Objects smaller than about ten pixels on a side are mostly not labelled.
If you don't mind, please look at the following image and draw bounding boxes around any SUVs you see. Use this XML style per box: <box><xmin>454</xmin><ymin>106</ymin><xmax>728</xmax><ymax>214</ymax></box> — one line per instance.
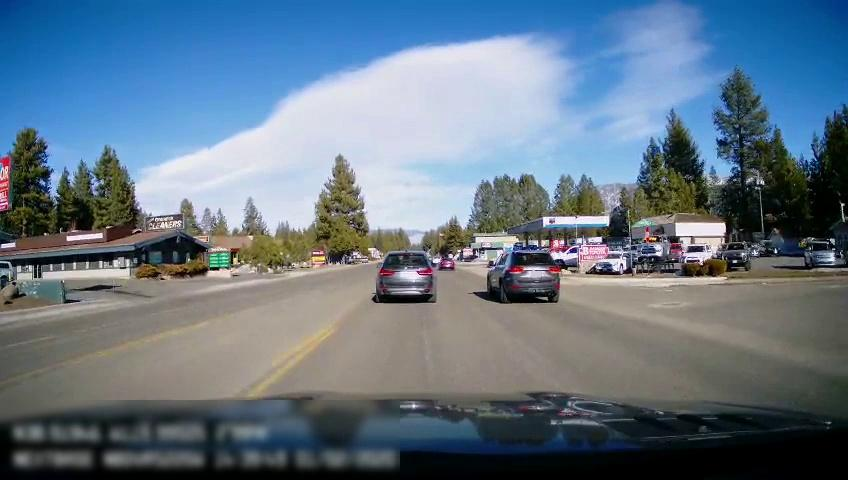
<box><xmin>719</xmin><ymin>241</ymin><xmax>753</xmax><ymax>272</ymax></box>
<box><xmin>683</xmin><ymin>243</ymin><xmax>713</xmax><ymax>267</ymax></box>
<box><xmin>802</xmin><ymin>240</ymin><xmax>837</xmax><ymax>267</ymax></box>
<box><xmin>485</xmin><ymin>253</ymin><xmax>561</xmax><ymax>305</ymax></box>
<box><xmin>627</xmin><ymin>244</ymin><xmax>662</xmax><ymax>262</ymax></box>
<box><xmin>376</xmin><ymin>251</ymin><xmax>434</xmax><ymax>304</ymax></box>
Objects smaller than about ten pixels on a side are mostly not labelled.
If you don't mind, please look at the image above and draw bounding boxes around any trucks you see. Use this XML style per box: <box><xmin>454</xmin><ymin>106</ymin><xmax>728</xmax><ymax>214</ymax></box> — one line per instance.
<box><xmin>549</xmin><ymin>248</ymin><xmax>579</xmax><ymax>270</ymax></box>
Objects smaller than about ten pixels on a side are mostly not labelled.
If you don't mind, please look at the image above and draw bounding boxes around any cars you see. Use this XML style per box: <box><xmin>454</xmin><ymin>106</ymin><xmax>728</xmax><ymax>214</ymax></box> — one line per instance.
<box><xmin>438</xmin><ymin>255</ymin><xmax>456</xmax><ymax>270</ymax></box>
<box><xmin>593</xmin><ymin>253</ymin><xmax>629</xmax><ymax>276</ymax></box>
